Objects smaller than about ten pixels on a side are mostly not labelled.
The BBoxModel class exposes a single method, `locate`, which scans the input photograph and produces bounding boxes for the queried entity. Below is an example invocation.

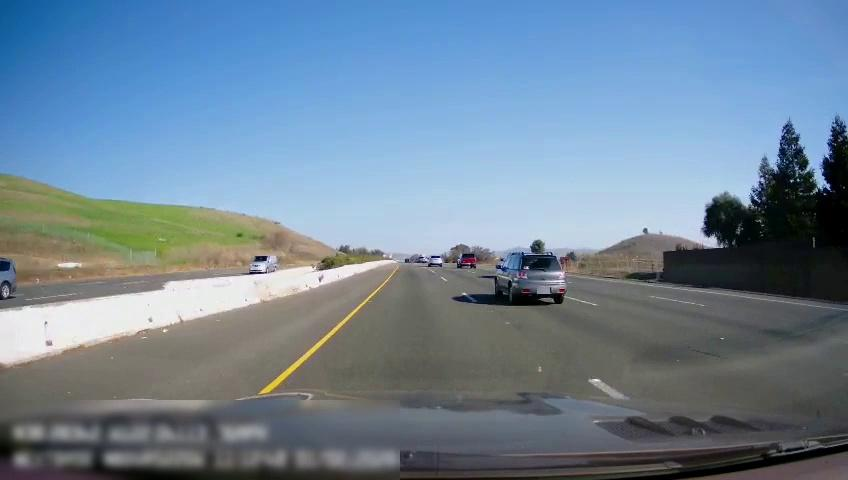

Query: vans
[249,255,278,275]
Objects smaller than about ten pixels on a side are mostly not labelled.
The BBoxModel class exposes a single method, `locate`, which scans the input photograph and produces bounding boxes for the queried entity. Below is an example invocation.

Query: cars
[428,258,443,270]
[0,255,18,300]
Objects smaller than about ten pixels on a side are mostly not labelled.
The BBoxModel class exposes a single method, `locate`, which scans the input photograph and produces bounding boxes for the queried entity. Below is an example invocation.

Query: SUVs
[494,255,567,304]
[457,253,477,268]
